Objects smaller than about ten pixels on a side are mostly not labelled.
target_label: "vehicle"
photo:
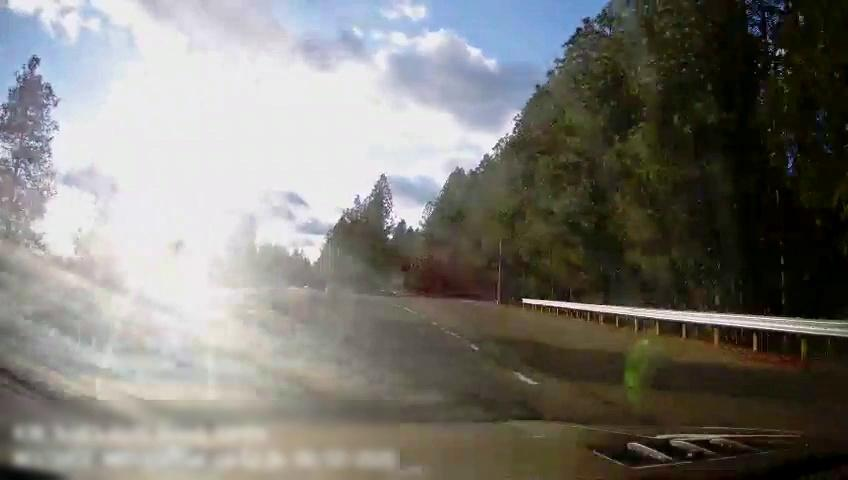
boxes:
[323,282,340,297]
